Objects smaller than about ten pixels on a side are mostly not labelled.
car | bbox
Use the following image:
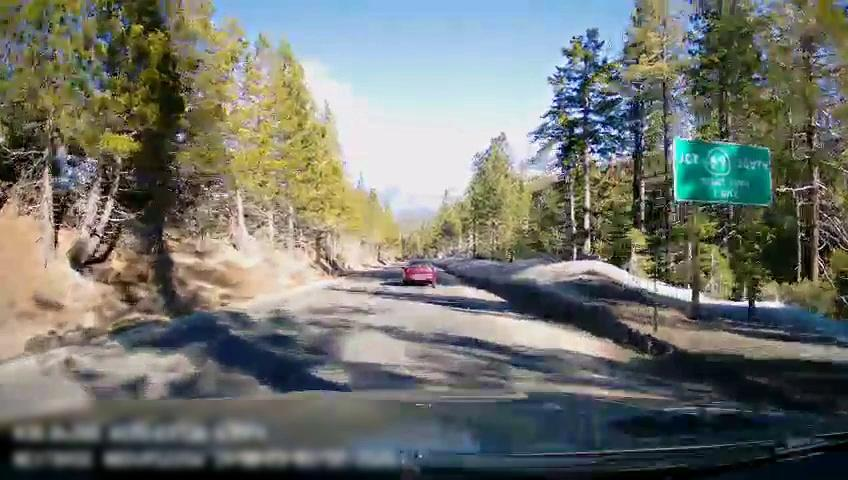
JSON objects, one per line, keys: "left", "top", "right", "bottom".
{"left": 400, "top": 256, "right": 437, "bottom": 287}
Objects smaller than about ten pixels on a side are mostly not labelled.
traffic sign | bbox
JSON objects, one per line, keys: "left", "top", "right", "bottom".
{"left": 672, "top": 135, "right": 773, "bottom": 208}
